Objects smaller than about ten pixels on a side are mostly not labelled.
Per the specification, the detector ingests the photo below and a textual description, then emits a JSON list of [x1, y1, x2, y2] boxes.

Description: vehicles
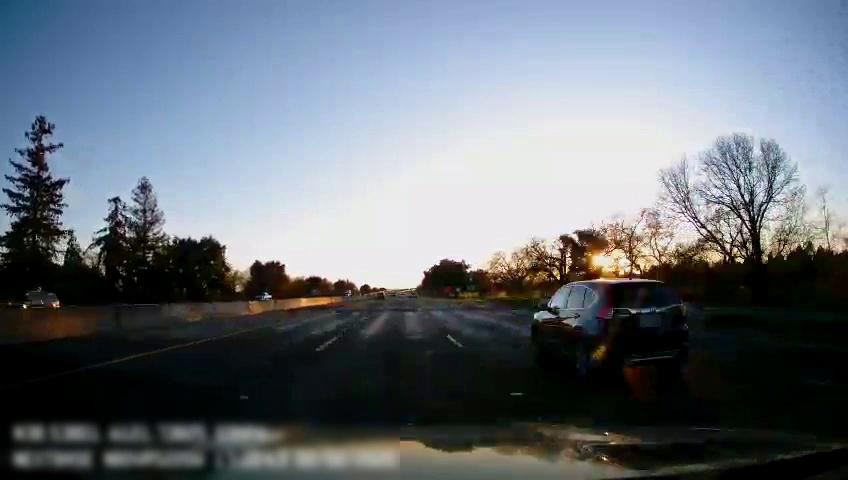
[[530, 277, 688, 385], [6, 288, 60, 310], [255, 291, 272, 301]]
